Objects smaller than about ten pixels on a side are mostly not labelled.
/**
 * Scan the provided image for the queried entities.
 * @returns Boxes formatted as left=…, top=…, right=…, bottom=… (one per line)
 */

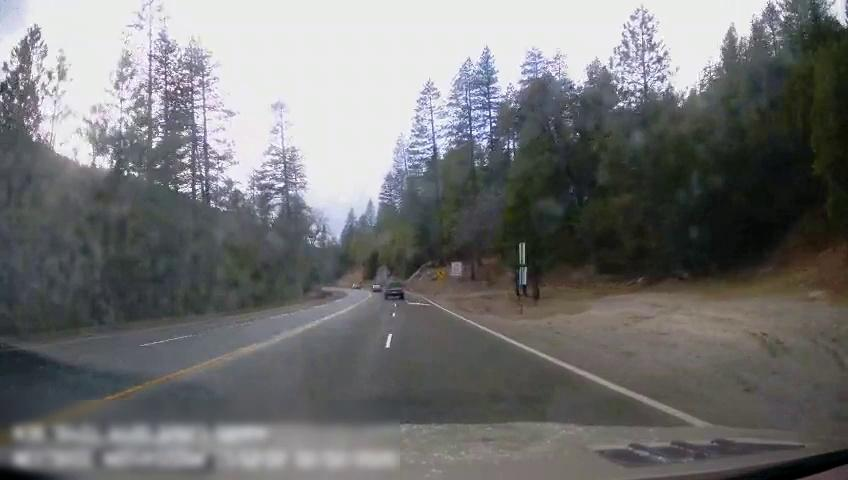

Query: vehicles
left=371, top=284, right=381, bottom=293
left=384, top=282, right=404, bottom=300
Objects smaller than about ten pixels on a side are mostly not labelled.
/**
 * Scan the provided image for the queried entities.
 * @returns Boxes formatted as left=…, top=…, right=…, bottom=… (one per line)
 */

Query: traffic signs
left=450, top=261, right=463, bottom=277
left=437, top=270, right=447, bottom=282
